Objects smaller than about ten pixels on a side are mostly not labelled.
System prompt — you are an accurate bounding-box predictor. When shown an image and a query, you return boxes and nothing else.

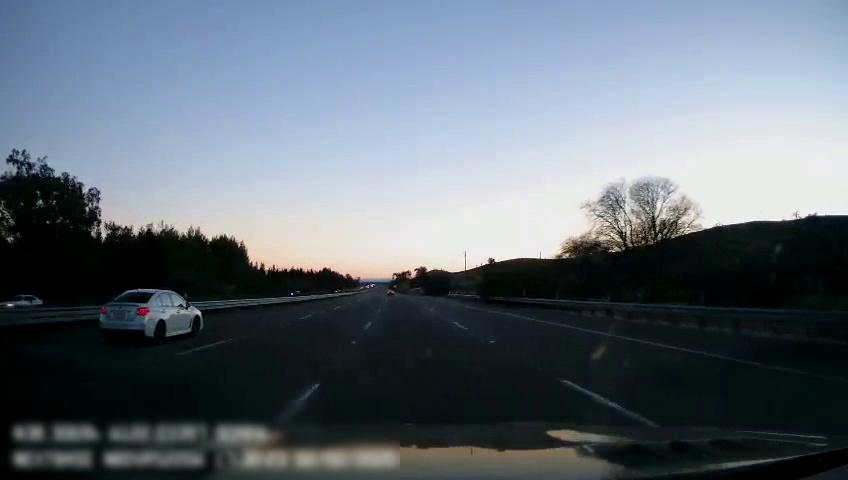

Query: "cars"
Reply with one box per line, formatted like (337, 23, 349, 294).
(99, 289, 203, 348)
(0, 293, 43, 313)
